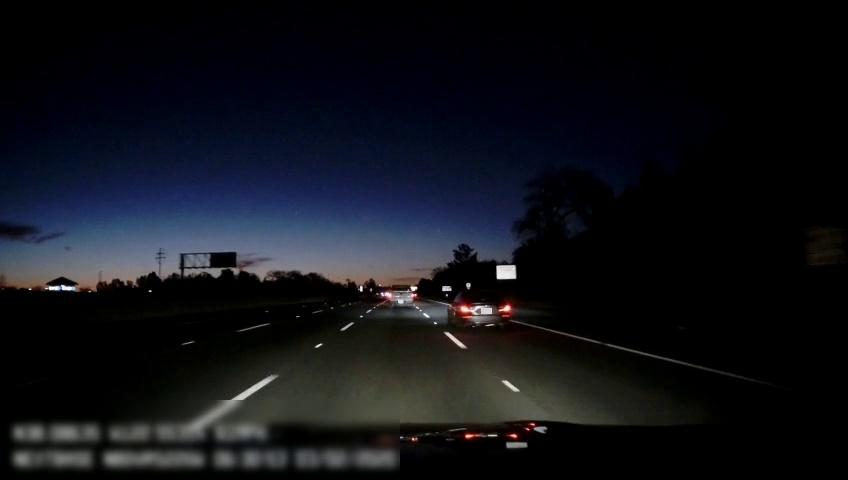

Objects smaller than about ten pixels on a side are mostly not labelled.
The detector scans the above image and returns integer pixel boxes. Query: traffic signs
[807,225,846,268]
[441,285,453,292]
[495,265,517,280]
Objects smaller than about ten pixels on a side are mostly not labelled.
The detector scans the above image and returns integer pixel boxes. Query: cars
[446,287,513,332]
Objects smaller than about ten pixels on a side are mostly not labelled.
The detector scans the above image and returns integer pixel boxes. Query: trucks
[388,283,415,310]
